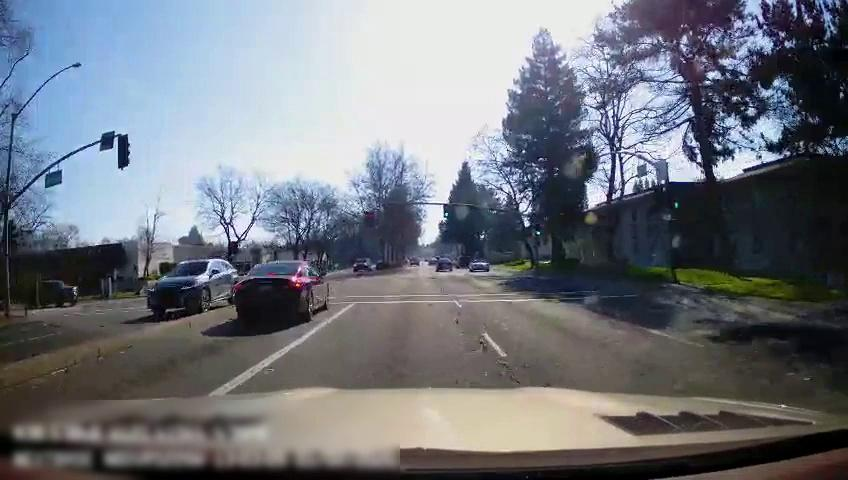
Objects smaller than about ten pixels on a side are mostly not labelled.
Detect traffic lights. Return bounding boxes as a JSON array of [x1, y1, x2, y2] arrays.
[[117, 133, 130, 170], [534, 230, 542, 241], [443, 202, 450, 219]]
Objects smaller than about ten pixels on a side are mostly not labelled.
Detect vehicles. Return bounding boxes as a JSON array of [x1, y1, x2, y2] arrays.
[[143, 257, 241, 316], [468, 258, 490, 272], [352, 254, 373, 273], [407, 255, 418, 266], [229, 259, 331, 325], [435, 258, 452, 272], [38, 278, 79, 308]]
